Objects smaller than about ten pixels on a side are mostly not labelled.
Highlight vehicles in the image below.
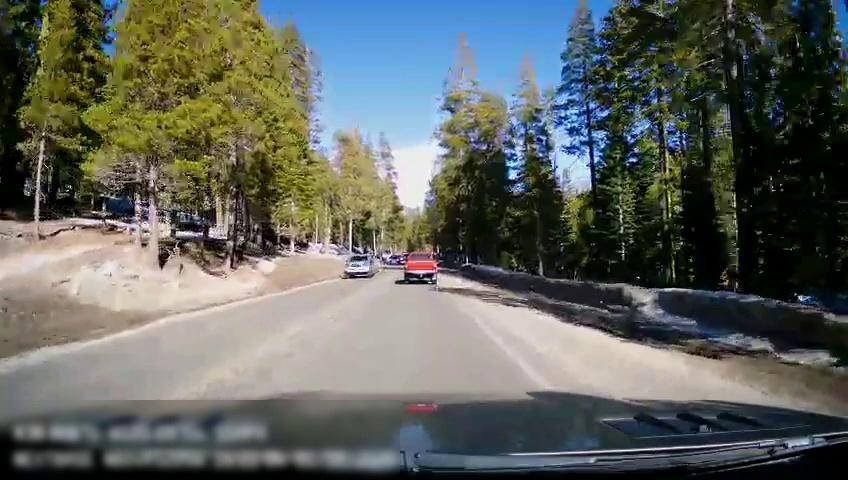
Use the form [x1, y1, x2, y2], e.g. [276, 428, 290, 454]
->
[402, 250, 439, 285]
[388, 255, 401, 265]
[343, 254, 376, 279]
